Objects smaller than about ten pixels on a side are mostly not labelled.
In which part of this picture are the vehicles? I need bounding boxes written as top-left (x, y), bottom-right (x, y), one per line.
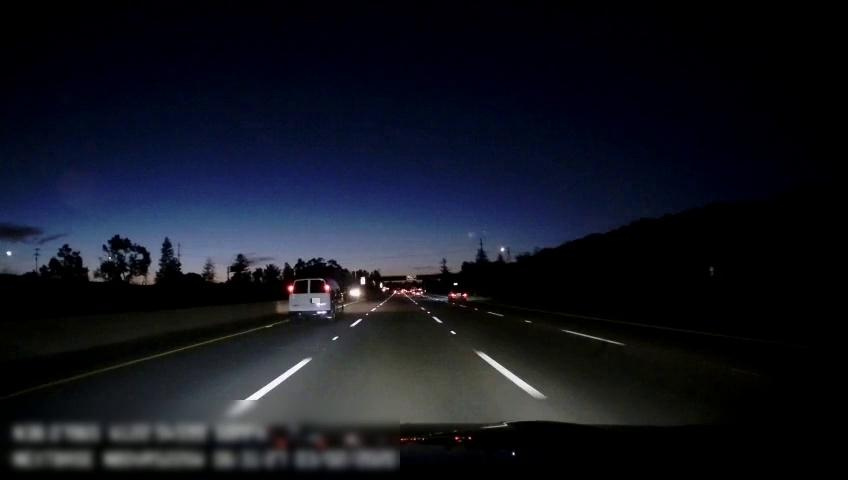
top-left (446, 289), bottom-right (469, 304)
top-left (288, 277), bottom-right (345, 322)
top-left (348, 285), bottom-right (365, 300)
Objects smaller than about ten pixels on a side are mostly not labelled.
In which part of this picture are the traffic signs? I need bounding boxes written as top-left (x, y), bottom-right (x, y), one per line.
top-left (406, 275), bottom-right (417, 281)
